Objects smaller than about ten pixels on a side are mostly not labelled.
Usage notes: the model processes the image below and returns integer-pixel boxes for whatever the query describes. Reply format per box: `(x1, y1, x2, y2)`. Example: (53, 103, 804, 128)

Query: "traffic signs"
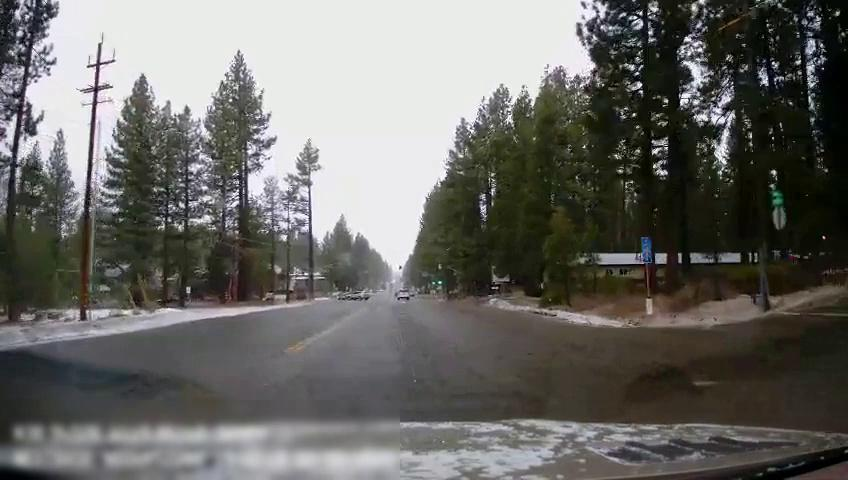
(773, 208, 785, 230)
(771, 189, 785, 208)
(640, 238, 652, 265)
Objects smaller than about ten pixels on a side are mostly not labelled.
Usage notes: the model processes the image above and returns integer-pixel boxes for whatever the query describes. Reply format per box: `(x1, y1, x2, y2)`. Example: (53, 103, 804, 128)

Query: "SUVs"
(348, 290, 369, 301)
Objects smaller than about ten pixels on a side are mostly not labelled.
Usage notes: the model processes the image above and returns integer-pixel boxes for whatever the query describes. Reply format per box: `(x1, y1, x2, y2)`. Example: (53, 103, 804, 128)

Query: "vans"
(399, 288, 414, 301)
